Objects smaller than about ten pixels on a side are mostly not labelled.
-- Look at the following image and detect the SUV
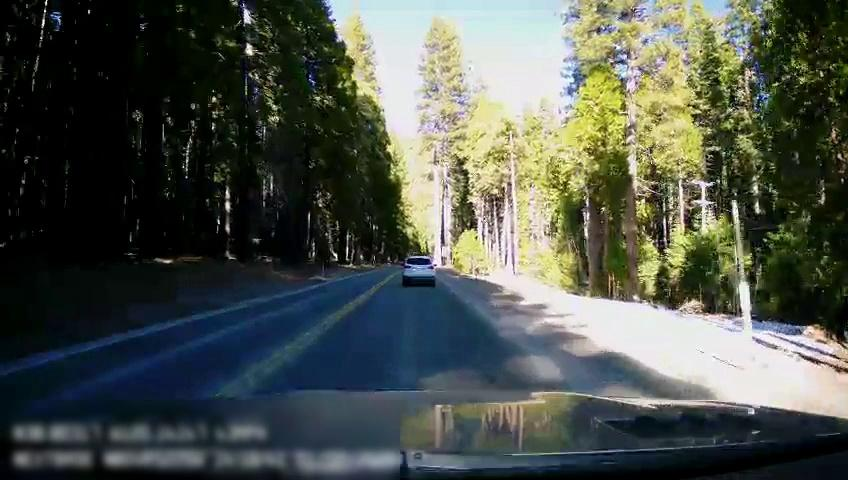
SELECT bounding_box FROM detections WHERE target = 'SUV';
[400,255,438,287]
